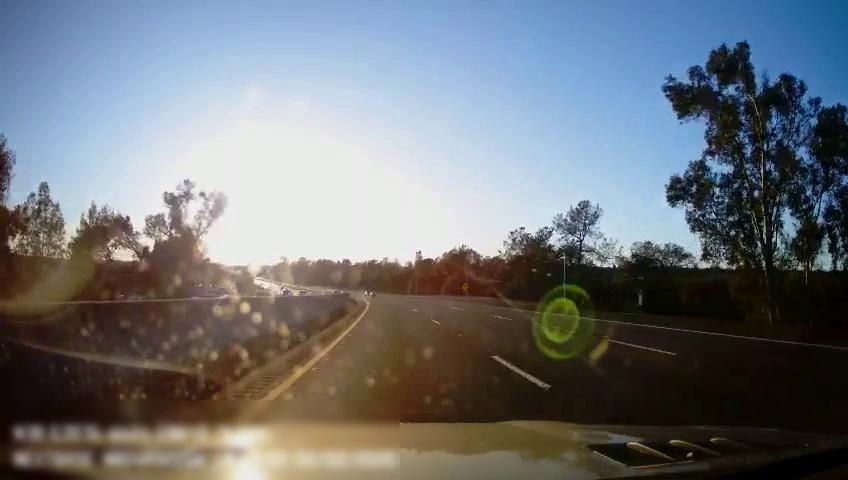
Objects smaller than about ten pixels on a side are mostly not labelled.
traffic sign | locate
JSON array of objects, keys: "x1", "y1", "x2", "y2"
[{"x1": 461, "y1": 281, "x2": 471, "y2": 293}]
